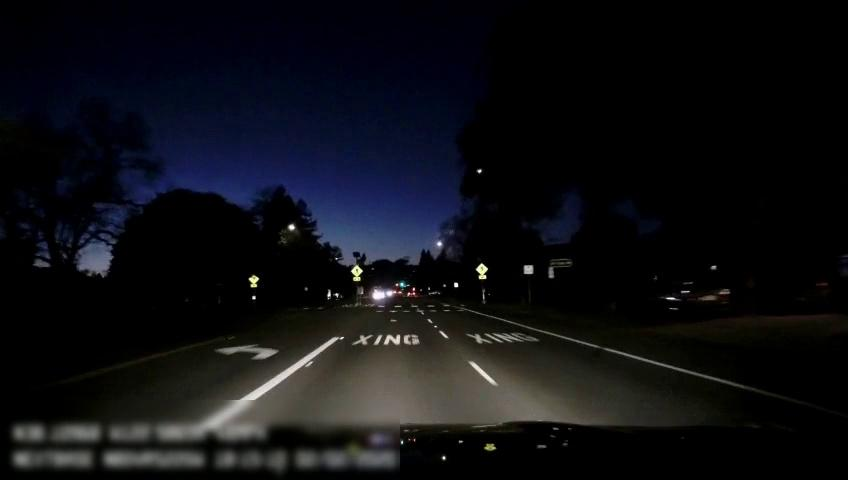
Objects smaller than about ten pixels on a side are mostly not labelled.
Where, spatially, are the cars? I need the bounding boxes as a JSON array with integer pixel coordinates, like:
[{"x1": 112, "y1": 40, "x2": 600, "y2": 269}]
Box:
[{"x1": 647, "y1": 278, "x2": 734, "y2": 320}]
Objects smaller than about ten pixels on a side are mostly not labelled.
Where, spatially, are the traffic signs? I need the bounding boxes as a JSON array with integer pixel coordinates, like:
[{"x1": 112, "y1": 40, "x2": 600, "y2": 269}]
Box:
[
  {"x1": 475, "y1": 263, "x2": 489, "y2": 275},
  {"x1": 247, "y1": 274, "x2": 260, "y2": 284},
  {"x1": 350, "y1": 265, "x2": 364, "y2": 277}
]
